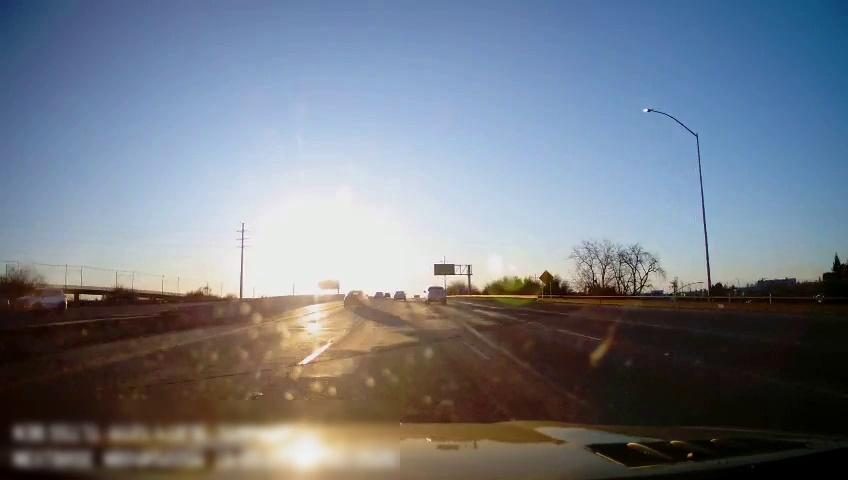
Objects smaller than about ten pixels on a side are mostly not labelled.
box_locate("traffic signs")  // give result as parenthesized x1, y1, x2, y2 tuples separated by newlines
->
(319, 279, 341, 290)
(538, 268, 554, 287)
(434, 263, 456, 276)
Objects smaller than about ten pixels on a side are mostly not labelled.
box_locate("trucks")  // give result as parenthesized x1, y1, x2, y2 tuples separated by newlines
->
(423, 286, 448, 306)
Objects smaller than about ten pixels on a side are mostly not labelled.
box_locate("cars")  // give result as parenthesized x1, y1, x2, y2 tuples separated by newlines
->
(393, 290, 408, 302)
(373, 291, 386, 300)
(343, 290, 368, 310)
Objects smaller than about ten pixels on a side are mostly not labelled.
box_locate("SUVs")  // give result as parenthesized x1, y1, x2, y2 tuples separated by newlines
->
(14, 287, 68, 315)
